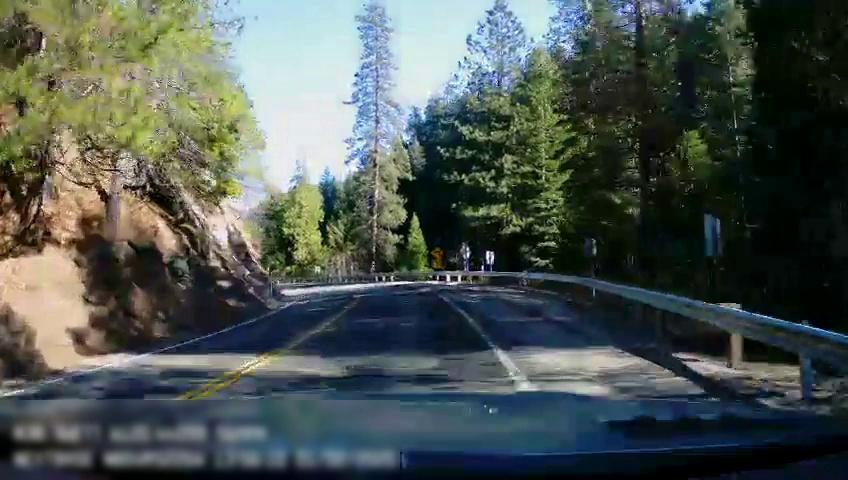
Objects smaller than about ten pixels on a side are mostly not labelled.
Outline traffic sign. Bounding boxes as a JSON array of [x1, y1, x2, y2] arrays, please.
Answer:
[[431, 246, 446, 261]]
